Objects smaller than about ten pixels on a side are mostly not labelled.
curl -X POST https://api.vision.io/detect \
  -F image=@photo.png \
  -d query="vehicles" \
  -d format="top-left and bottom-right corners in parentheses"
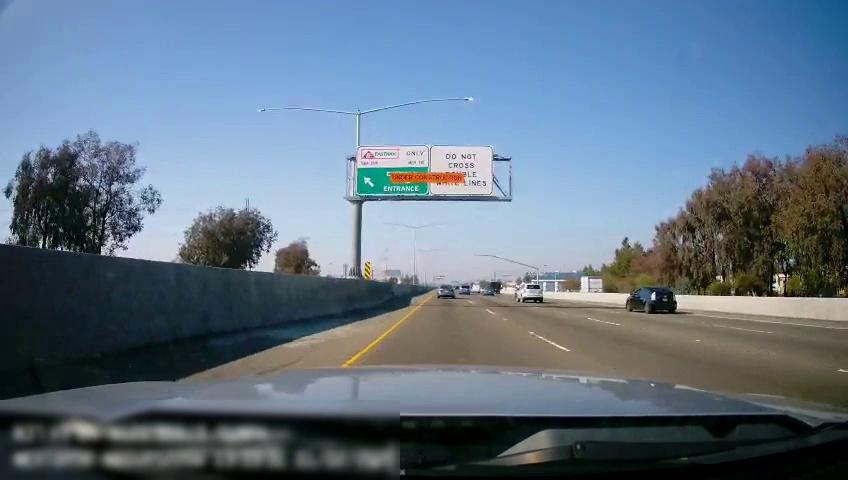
top-left (517, 283), bottom-right (544, 303)
top-left (460, 285), bottom-right (472, 296)
top-left (434, 284), bottom-right (455, 300)
top-left (482, 286), bottom-right (495, 296)
top-left (626, 286), bottom-right (678, 314)
top-left (586, 279), bottom-right (602, 292)
top-left (490, 281), bottom-right (501, 295)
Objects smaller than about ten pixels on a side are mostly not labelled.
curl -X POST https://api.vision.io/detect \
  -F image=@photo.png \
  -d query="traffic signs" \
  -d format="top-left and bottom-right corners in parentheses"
top-left (365, 263), bottom-right (370, 278)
